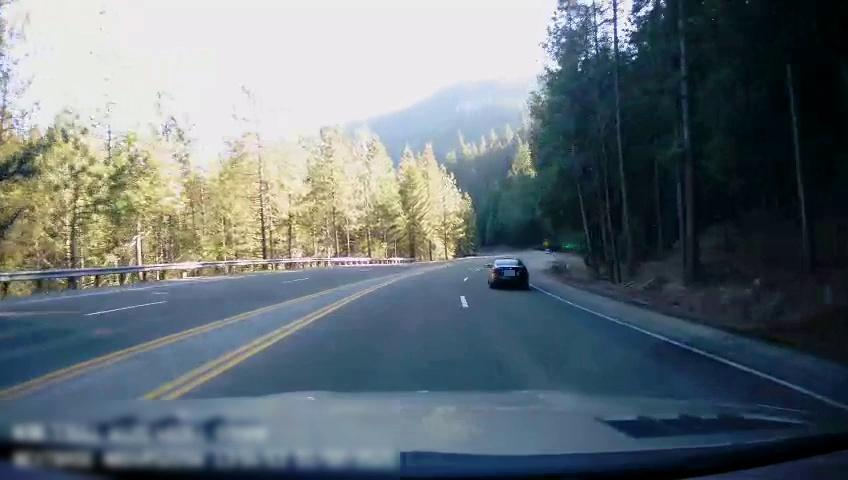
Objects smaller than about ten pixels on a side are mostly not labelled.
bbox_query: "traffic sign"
[560,240,579,250]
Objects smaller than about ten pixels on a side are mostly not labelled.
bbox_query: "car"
[487,258,528,291]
